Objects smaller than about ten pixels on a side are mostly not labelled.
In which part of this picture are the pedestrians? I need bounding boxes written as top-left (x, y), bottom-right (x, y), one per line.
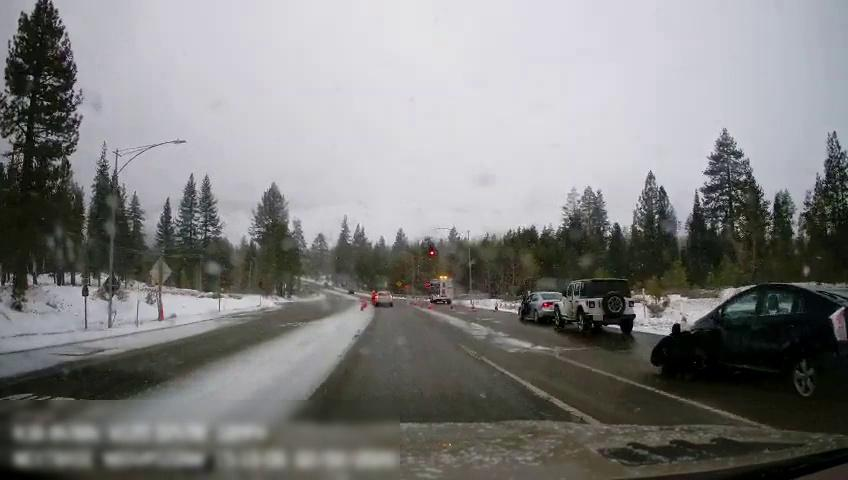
top-left (371, 290), bottom-right (377, 306)
top-left (649, 321), bottom-right (688, 378)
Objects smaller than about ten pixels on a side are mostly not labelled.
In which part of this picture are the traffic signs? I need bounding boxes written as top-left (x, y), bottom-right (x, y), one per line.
top-left (430, 283), bottom-right (441, 290)
top-left (430, 289), bottom-right (441, 295)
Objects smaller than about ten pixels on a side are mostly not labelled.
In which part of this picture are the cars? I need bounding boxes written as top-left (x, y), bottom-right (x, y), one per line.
top-left (517, 291), bottom-right (565, 323)
top-left (682, 280), bottom-right (848, 402)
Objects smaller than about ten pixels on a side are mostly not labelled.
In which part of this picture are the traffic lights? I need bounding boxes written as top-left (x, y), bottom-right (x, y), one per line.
top-left (427, 242), bottom-right (436, 257)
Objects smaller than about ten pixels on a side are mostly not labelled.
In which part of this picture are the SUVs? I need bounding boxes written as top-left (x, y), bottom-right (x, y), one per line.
top-left (553, 278), bottom-right (638, 334)
top-left (375, 290), bottom-right (394, 307)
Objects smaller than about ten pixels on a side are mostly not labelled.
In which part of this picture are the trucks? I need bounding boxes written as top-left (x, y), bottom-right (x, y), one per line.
top-left (425, 276), bottom-right (454, 304)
